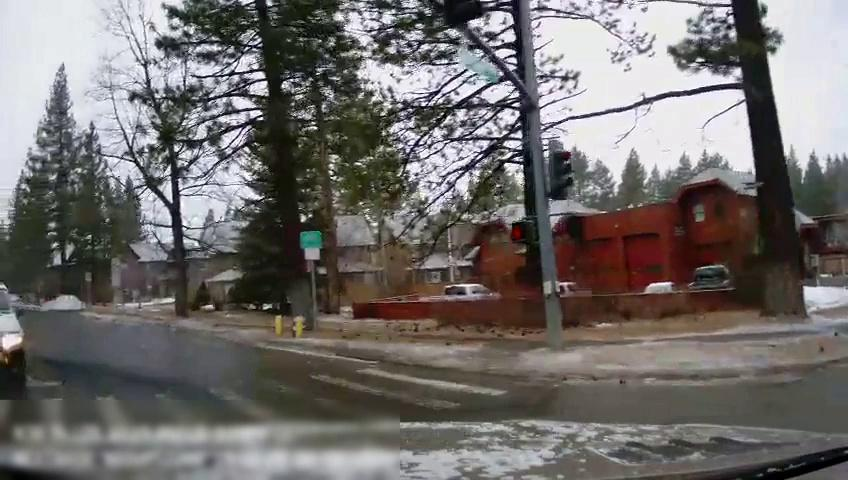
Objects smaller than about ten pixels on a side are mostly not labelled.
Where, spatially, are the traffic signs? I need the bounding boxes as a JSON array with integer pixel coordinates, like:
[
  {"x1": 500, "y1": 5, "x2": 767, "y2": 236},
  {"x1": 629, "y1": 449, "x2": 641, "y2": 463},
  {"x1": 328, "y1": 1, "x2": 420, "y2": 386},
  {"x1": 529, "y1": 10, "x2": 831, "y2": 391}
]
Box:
[
  {"x1": 300, "y1": 230, "x2": 324, "y2": 250},
  {"x1": 465, "y1": 57, "x2": 497, "y2": 81}
]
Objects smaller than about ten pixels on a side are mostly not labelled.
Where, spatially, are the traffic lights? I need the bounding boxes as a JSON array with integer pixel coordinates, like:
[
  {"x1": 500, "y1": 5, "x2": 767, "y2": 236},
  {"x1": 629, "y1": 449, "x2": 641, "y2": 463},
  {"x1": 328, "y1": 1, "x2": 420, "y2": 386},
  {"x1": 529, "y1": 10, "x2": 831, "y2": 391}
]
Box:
[{"x1": 550, "y1": 150, "x2": 574, "y2": 199}]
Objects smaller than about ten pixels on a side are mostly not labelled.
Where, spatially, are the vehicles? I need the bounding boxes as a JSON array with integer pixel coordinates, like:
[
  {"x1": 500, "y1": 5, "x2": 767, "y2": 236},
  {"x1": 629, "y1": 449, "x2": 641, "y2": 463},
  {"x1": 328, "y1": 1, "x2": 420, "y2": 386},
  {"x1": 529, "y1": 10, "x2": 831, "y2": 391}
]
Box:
[
  {"x1": 643, "y1": 282, "x2": 673, "y2": 294},
  {"x1": 558, "y1": 281, "x2": 577, "y2": 297},
  {"x1": 694, "y1": 263, "x2": 732, "y2": 290},
  {"x1": 417, "y1": 284, "x2": 502, "y2": 303},
  {"x1": 0, "y1": 285, "x2": 25, "y2": 396}
]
